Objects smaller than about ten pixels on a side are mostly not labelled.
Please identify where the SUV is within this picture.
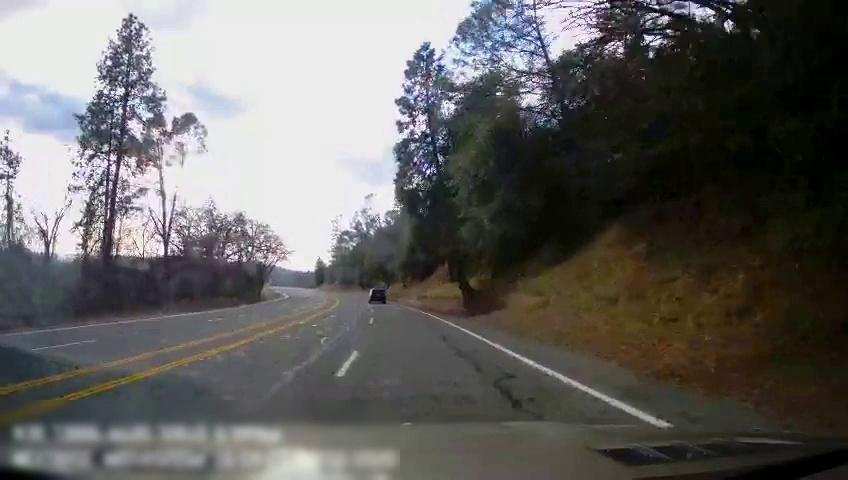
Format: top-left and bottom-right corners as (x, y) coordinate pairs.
(368, 288), (386, 304)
